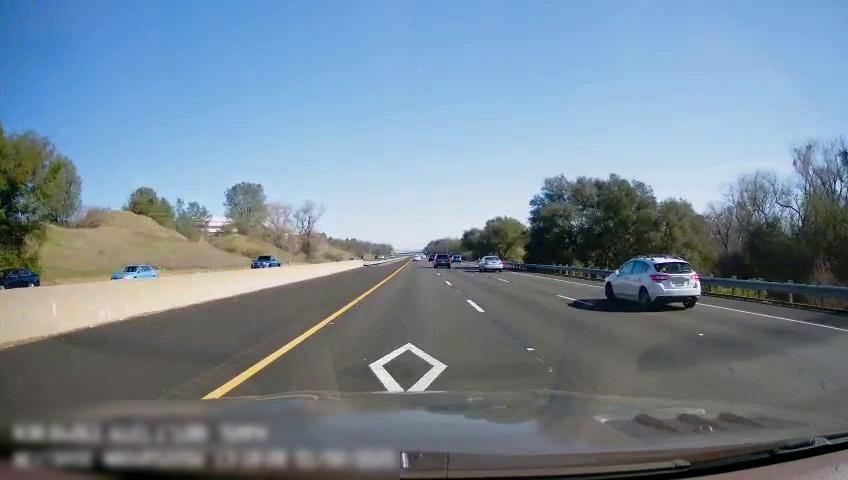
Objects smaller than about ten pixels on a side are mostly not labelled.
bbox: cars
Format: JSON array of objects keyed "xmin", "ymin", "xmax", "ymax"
[
  {"xmin": 0, "ymin": 267, "xmax": 40, "ymax": 290},
  {"xmin": 110, "ymin": 264, "xmax": 160, "ymax": 281},
  {"xmin": 478, "ymin": 256, "xmax": 503, "ymax": 273}
]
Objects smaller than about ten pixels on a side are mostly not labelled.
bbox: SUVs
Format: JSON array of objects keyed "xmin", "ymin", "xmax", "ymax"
[
  {"xmin": 249, "ymin": 254, "xmax": 281, "ymax": 269},
  {"xmin": 433, "ymin": 254, "xmax": 452, "ymax": 269},
  {"xmin": 604, "ymin": 258, "xmax": 701, "ymax": 312}
]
